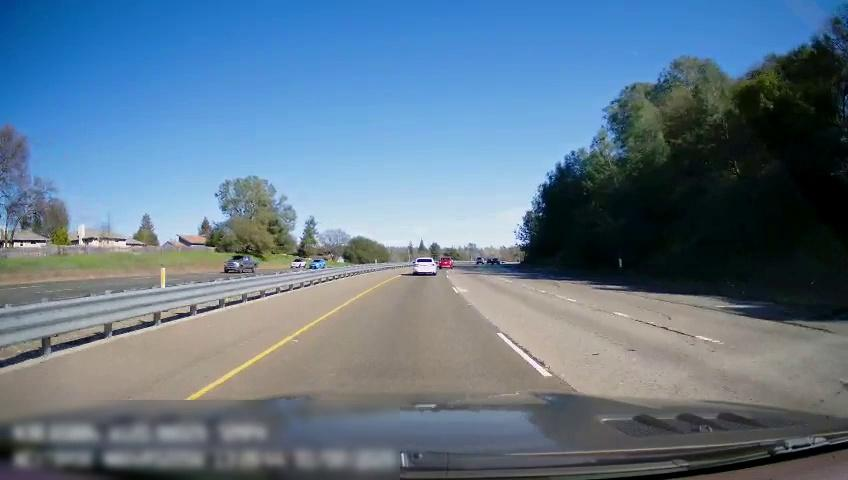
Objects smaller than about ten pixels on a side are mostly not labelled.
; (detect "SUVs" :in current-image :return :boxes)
[222,254,258,275]
[290,257,307,270]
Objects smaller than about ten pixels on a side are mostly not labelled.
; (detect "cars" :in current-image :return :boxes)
[437,258,455,271]
[308,257,327,270]
[411,257,438,277]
